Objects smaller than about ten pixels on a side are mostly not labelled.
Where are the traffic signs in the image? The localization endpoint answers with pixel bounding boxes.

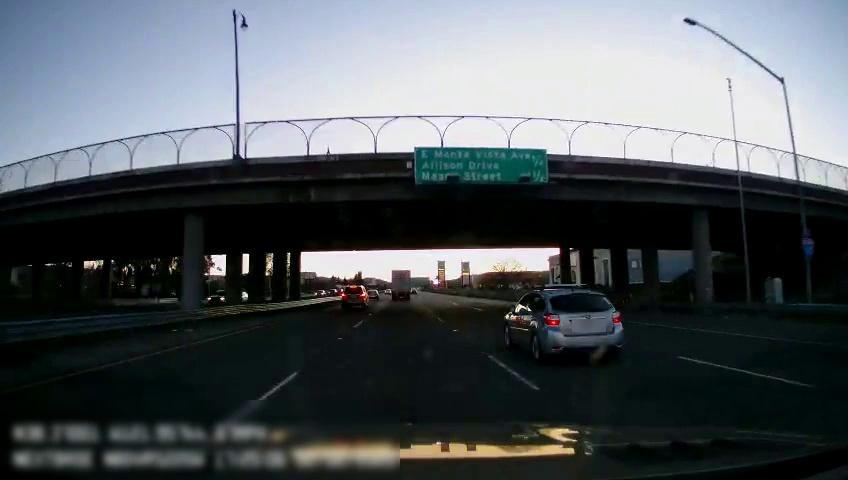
[414,146,548,185]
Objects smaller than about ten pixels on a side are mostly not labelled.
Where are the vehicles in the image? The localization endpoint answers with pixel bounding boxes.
[503,289,627,368]
[327,288,339,297]
[341,285,370,309]
[242,292,248,303]
[368,289,380,301]
[392,270,411,301]
[208,290,226,305]
[314,290,327,298]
